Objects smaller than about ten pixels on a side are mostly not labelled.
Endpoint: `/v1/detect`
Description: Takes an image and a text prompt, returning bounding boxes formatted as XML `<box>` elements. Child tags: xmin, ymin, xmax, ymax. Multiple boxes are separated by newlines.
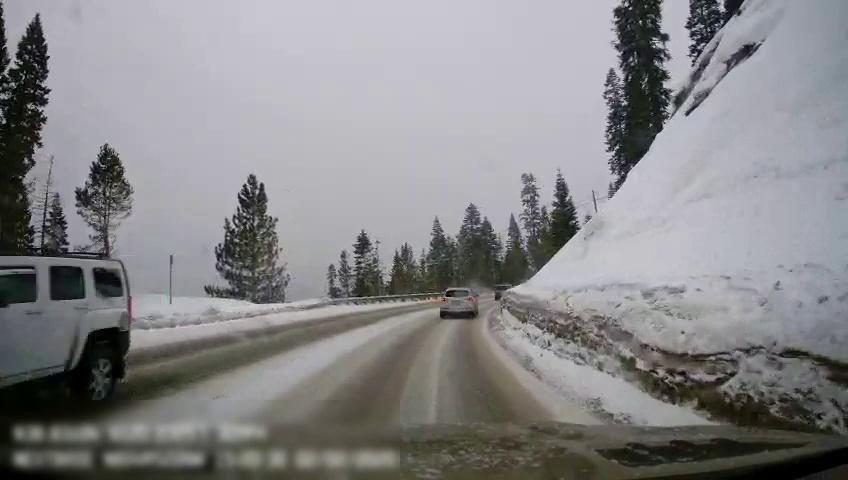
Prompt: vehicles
<box><xmin>0</xmin><ymin>256</ymin><xmax>133</xmax><ymax>413</ymax></box>
<box><xmin>493</xmin><ymin>285</ymin><xmax>513</xmax><ymax>301</ymax></box>
<box><xmin>439</xmin><ymin>288</ymin><xmax>480</xmax><ymax>320</ymax></box>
